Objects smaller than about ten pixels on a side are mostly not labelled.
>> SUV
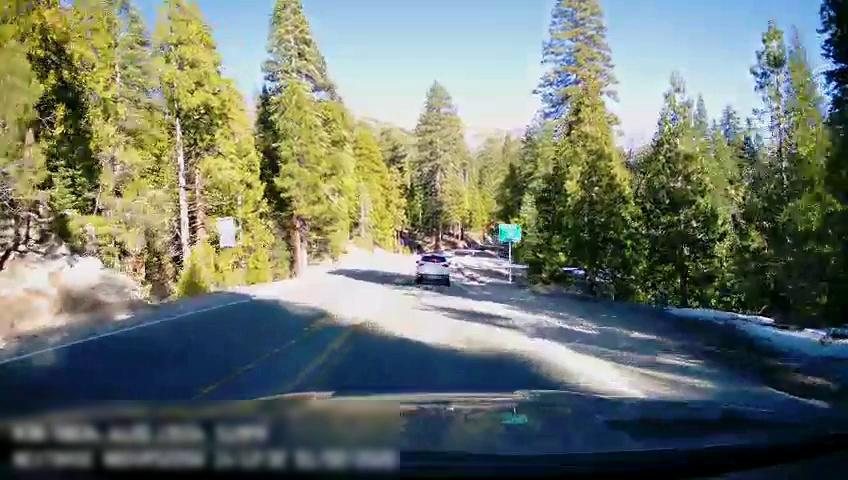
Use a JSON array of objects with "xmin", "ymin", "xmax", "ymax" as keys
[{"xmin": 413, "ymin": 253, "xmax": 451, "ymax": 287}]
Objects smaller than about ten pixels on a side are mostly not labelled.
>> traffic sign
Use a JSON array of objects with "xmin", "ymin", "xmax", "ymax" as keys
[{"xmin": 497, "ymin": 223, "xmax": 522, "ymax": 241}]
